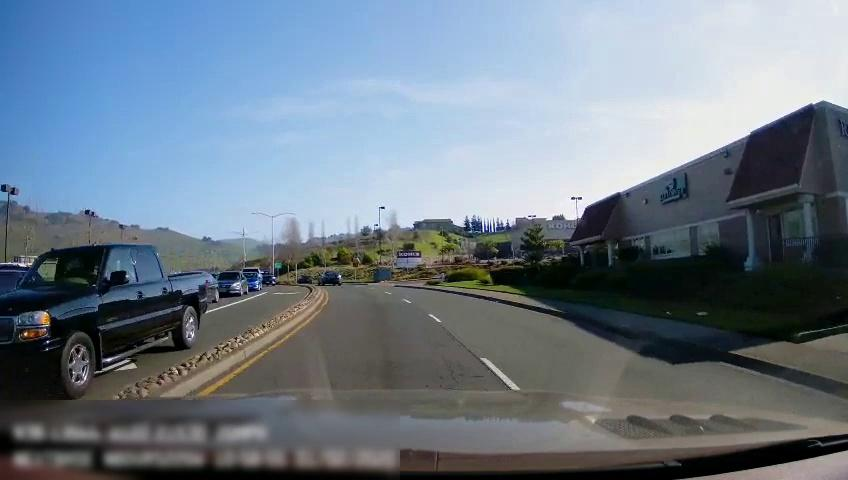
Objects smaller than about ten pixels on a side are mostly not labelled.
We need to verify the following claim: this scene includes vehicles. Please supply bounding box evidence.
[0,261,33,296]
[316,269,344,287]
[0,242,212,400]
[260,272,277,287]
[214,270,249,298]
[241,267,260,274]
[196,271,220,304]
[241,271,264,293]
[296,274,314,285]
